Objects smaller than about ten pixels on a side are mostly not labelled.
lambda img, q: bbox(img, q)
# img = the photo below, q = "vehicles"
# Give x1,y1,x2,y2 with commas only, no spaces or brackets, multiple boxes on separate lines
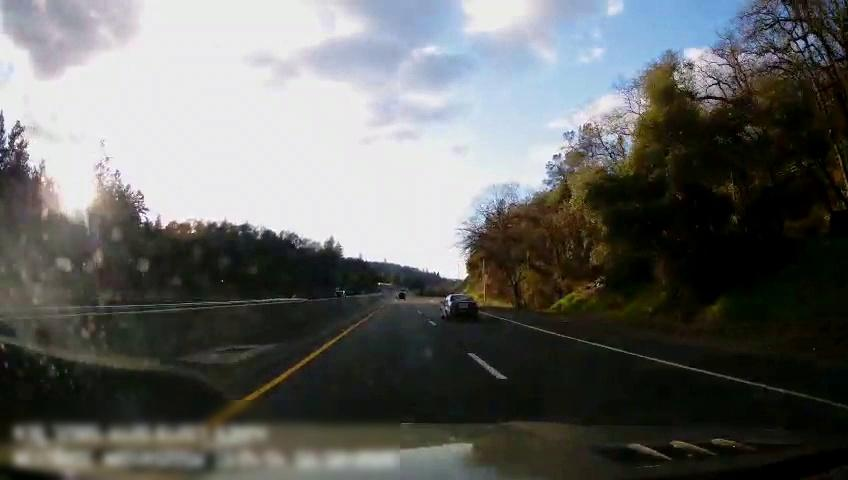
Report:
335,290,346,298
439,293,479,319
